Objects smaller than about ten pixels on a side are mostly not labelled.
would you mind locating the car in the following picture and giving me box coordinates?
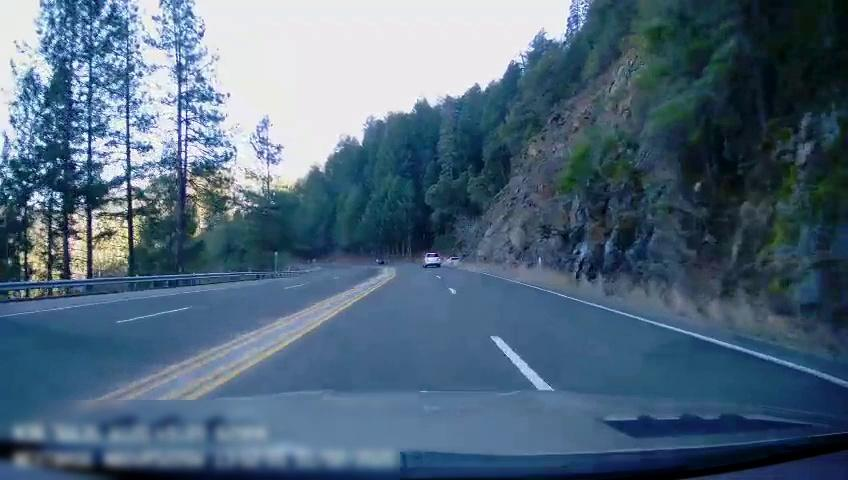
[446,256,466,265]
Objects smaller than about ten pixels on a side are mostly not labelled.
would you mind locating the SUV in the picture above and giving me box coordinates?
[422,252,441,268]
